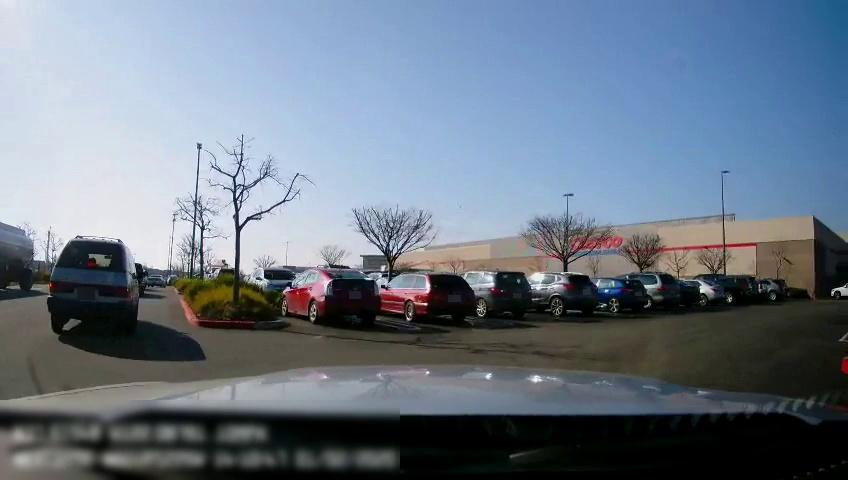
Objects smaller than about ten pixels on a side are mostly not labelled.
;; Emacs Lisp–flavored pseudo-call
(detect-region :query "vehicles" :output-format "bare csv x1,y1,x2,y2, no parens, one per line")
380,271,479,323
733,274,759,297
830,283,848,300
589,276,649,313
146,273,167,289
462,270,533,319
526,270,602,319
135,262,148,296
46,233,140,335
248,266,296,293
280,267,381,324
678,277,701,306
627,271,681,311
693,273,750,306
0,221,35,291
368,270,396,284
208,267,235,278
325,262,350,268
764,278,785,301
758,280,768,294
685,277,728,307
